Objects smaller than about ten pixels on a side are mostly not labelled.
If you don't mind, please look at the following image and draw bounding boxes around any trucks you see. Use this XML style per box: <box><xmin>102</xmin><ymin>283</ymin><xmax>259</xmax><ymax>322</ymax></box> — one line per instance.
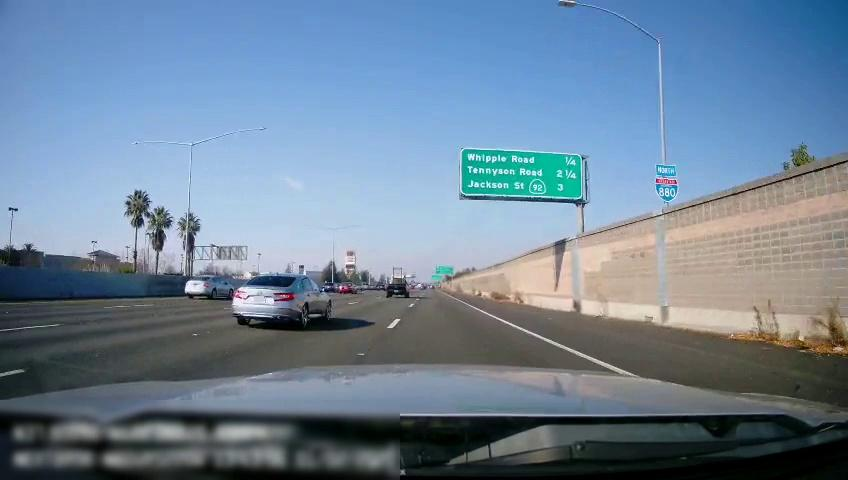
<box><xmin>386</xmin><ymin>277</ymin><xmax>410</xmax><ymax>298</ymax></box>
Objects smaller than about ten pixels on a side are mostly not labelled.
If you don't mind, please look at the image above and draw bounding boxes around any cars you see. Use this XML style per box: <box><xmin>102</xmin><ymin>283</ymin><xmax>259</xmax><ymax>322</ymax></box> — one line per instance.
<box><xmin>184</xmin><ymin>274</ymin><xmax>236</xmax><ymax>300</ymax></box>
<box><xmin>231</xmin><ymin>275</ymin><xmax>334</xmax><ymax>331</ymax></box>
<box><xmin>338</xmin><ymin>284</ymin><xmax>352</xmax><ymax>295</ymax></box>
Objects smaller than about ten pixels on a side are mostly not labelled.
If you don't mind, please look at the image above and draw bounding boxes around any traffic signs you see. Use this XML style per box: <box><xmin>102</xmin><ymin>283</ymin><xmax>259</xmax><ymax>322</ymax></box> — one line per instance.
<box><xmin>656</xmin><ymin>163</ymin><xmax>680</xmax><ymax>201</ymax></box>
<box><xmin>434</xmin><ymin>264</ymin><xmax>456</xmax><ymax>274</ymax></box>
<box><xmin>460</xmin><ymin>146</ymin><xmax>583</xmax><ymax>200</ymax></box>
